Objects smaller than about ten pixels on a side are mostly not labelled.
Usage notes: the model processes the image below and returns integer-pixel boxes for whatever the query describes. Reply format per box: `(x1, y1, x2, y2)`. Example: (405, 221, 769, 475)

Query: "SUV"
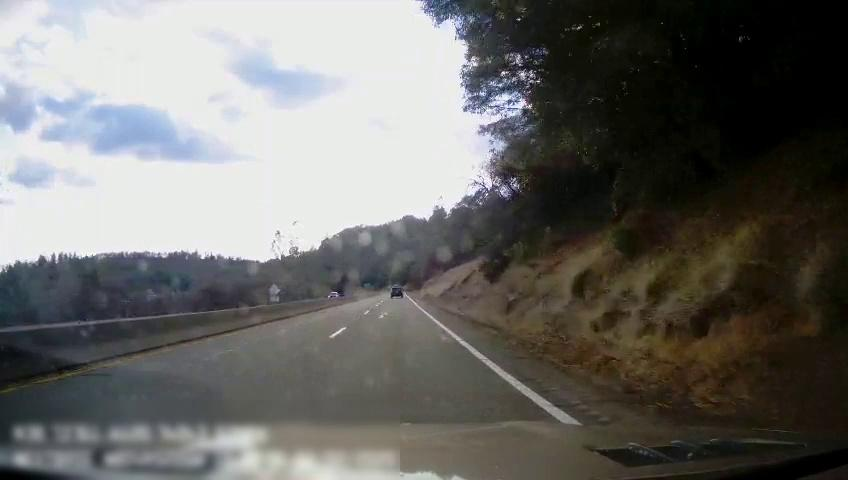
(390, 285, 404, 299)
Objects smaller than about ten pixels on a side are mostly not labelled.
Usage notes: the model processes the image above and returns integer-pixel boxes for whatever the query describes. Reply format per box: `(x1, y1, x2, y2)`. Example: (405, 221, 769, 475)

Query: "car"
(327, 291, 340, 299)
